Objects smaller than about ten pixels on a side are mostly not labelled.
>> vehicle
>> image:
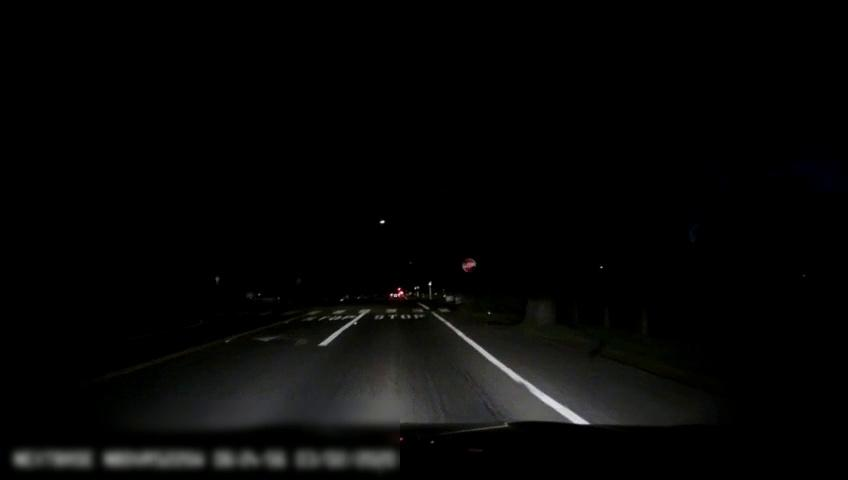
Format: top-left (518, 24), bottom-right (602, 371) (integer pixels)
top-left (248, 292), bottom-right (281, 303)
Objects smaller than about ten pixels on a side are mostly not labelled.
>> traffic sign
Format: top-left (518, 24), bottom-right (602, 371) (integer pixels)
top-left (460, 258), bottom-right (477, 274)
